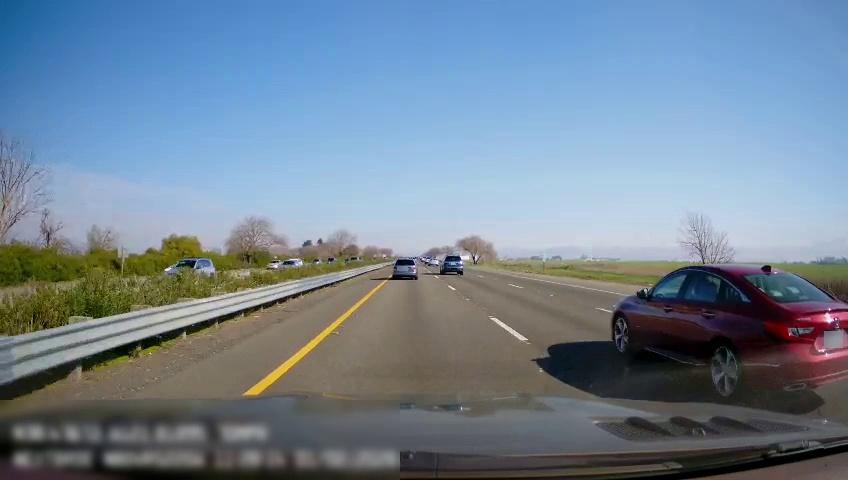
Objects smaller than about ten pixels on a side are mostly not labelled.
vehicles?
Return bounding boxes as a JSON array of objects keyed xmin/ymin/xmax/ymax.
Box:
[
  {"xmin": 327, "ymin": 257, "xmax": 338, "ymax": 265},
  {"xmin": 438, "ymin": 254, "xmax": 464, "ymax": 276},
  {"xmin": 609, "ymin": 264, "xmax": 848, "ymax": 405},
  {"xmin": 161, "ymin": 259, "xmax": 217, "ymax": 282},
  {"xmin": 390, "ymin": 257, "xmax": 419, "ymax": 281},
  {"xmin": 429, "ymin": 258, "xmax": 440, "ymax": 268},
  {"xmin": 277, "ymin": 260, "xmax": 299, "ymax": 271},
  {"xmin": 265, "ymin": 260, "xmax": 283, "ymax": 271}
]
